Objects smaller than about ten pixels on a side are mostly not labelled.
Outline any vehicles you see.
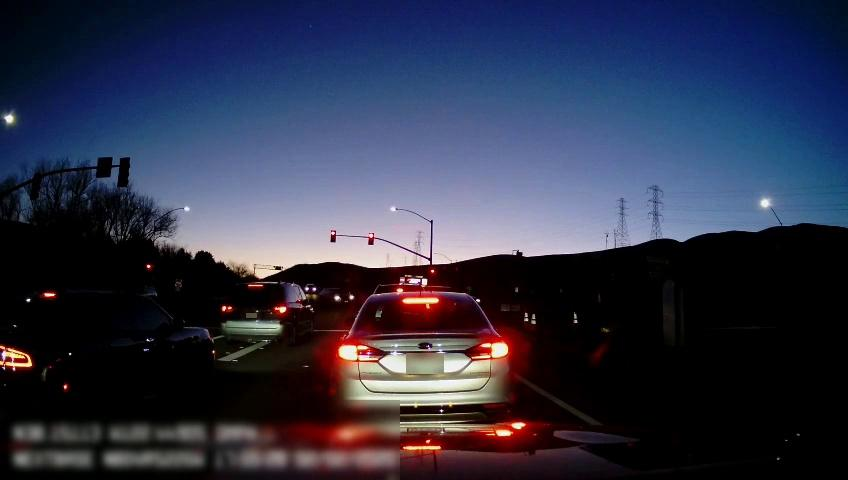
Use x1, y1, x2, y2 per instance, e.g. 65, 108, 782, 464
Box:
130, 286, 158, 303
304, 283, 318, 295
0, 288, 217, 448
423, 285, 481, 313
318, 287, 356, 306
373, 284, 430, 306
334, 291, 515, 426
219, 281, 314, 345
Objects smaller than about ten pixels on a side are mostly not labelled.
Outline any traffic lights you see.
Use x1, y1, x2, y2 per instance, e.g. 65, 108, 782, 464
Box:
29, 172, 42, 201
368, 232, 375, 246
117, 157, 131, 188
330, 229, 337, 243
